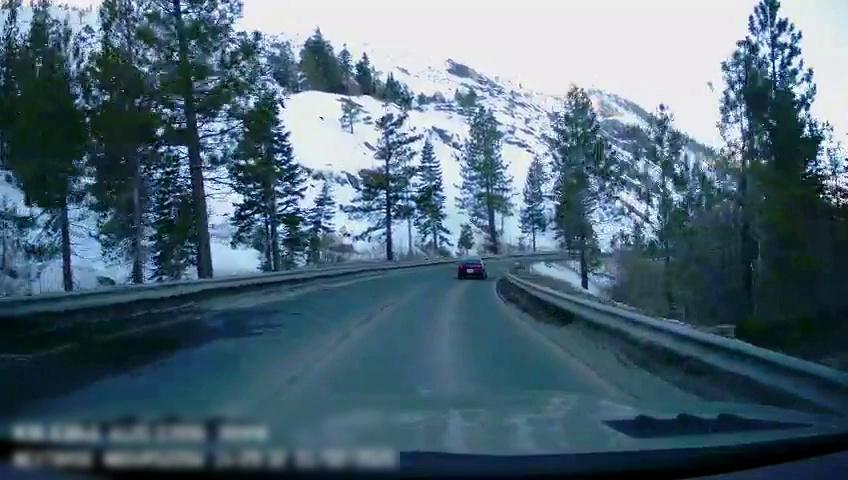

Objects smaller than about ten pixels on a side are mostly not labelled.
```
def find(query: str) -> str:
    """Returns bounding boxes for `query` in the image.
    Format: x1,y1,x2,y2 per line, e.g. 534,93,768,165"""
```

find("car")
457,258,488,281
